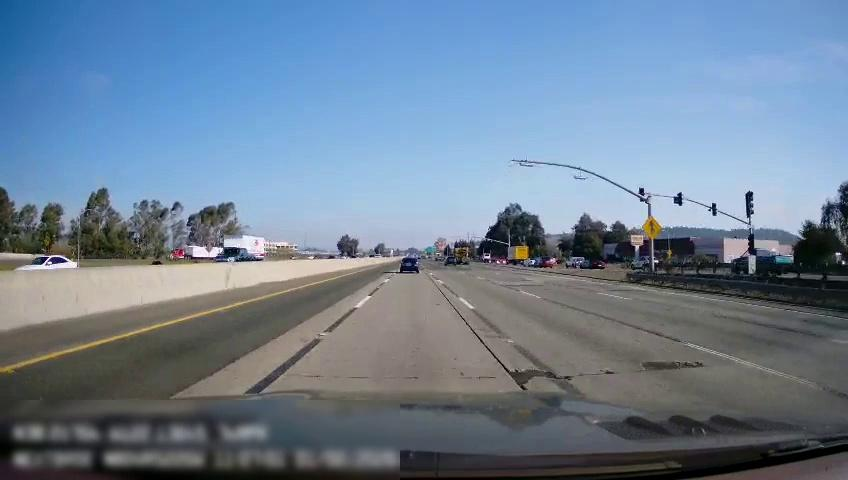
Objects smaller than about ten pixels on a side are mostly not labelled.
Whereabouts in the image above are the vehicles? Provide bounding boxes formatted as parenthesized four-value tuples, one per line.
(400, 257, 419, 273)
(214, 235, 266, 263)
(444, 257, 456, 266)
(453, 247, 470, 265)
(14, 254, 79, 272)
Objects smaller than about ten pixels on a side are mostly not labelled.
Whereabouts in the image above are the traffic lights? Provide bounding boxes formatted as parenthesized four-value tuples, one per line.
(673, 191, 683, 206)
(745, 191, 755, 218)
(708, 203, 718, 216)
(638, 186, 646, 203)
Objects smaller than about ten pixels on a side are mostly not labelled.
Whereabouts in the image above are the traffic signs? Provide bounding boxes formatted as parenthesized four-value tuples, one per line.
(642, 215, 663, 239)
